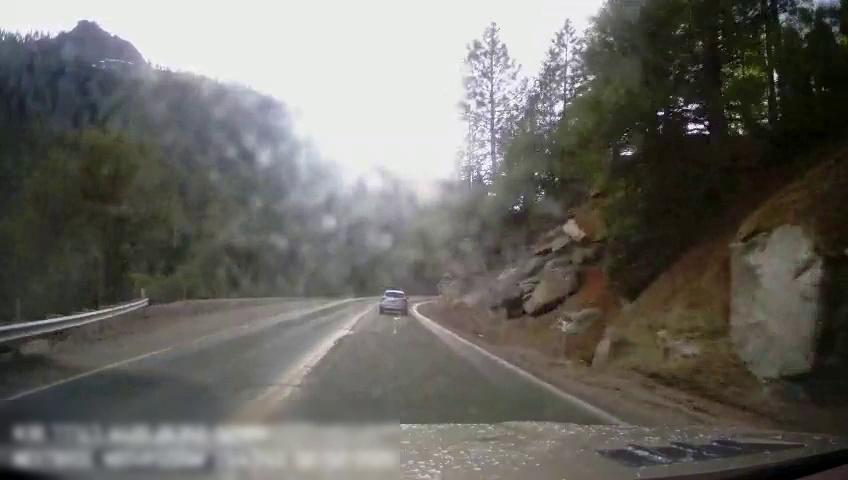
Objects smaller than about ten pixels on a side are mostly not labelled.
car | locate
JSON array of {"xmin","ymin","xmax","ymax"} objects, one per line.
[{"xmin": 379, "ymin": 288, "xmax": 408, "ymax": 316}]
